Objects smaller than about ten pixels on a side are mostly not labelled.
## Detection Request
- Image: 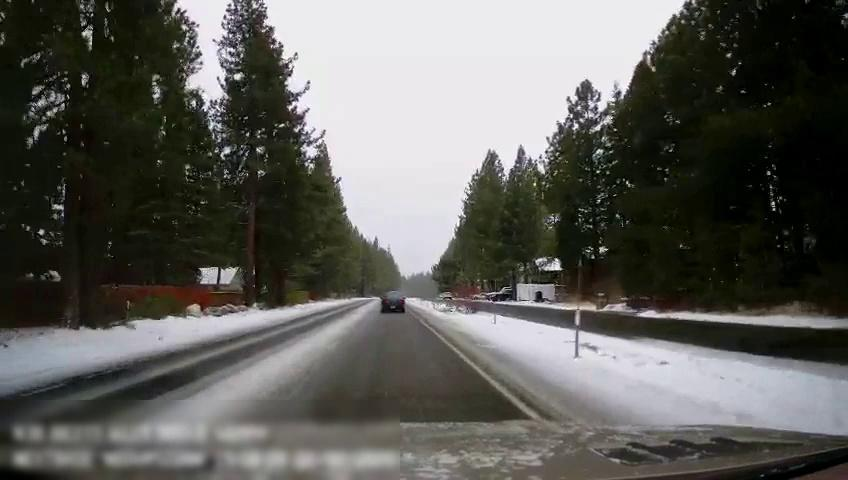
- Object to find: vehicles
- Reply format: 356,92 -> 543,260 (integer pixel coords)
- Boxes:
442,291 -> 453,300
380,291 -> 406,314
491,289 -> 518,302
470,292 -> 486,300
